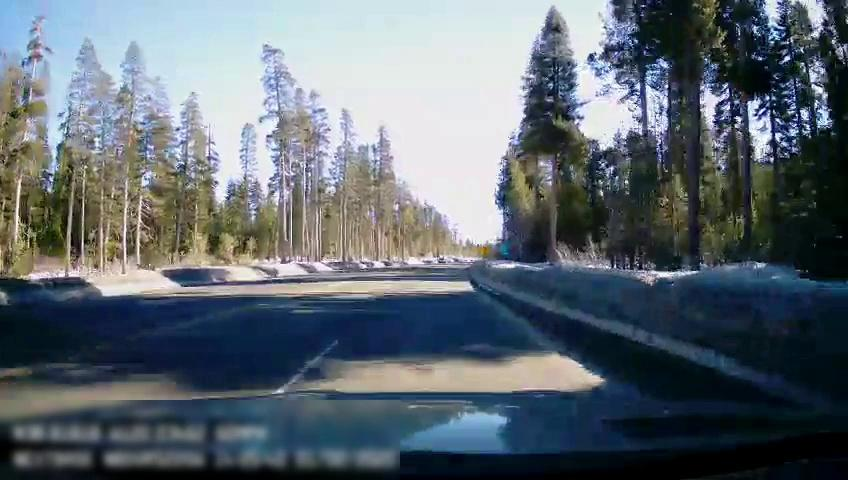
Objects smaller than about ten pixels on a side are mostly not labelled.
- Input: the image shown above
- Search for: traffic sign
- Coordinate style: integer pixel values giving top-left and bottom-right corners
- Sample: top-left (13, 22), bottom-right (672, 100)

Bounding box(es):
top-left (497, 241), bottom-right (513, 258)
